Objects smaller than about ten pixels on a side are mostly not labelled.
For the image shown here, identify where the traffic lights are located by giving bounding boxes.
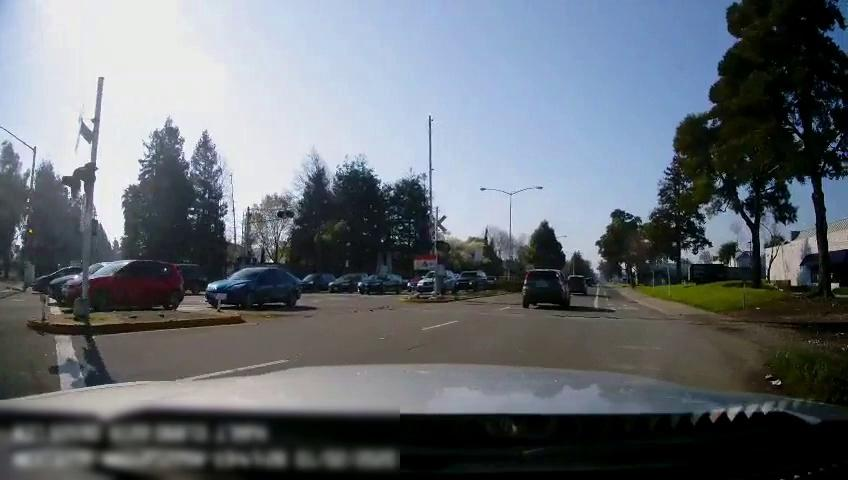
[62,164,94,188]
[276,210,295,218]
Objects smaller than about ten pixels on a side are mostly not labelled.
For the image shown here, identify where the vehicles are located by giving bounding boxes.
[328,273,369,293]
[567,275,588,296]
[454,271,489,293]
[522,269,571,311]
[407,275,426,292]
[395,274,410,290]
[357,273,404,295]
[60,260,186,312]
[47,262,113,306]
[175,263,204,297]
[416,269,457,294]
[297,272,336,294]
[204,266,302,312]
[32,266,82,297]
